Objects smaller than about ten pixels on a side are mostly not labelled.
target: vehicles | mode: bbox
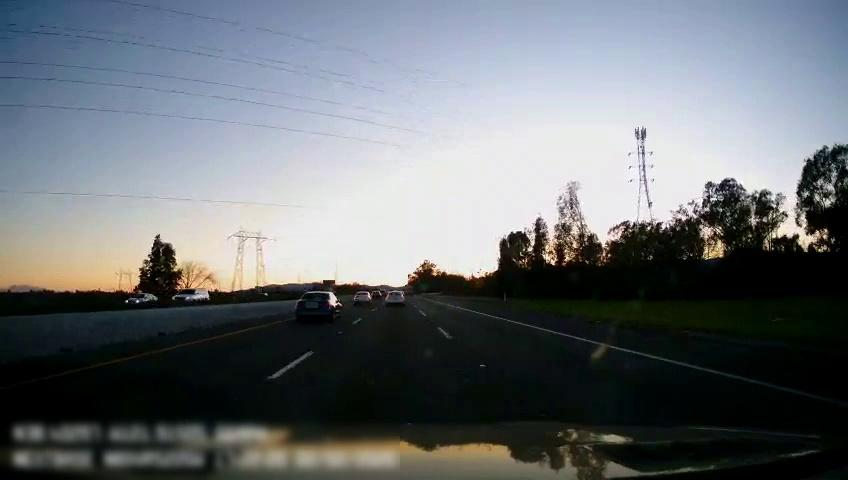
[385,290,407,307]
[296,290,344,324]
[371,291,383,299]
[171,286,209,304]
[404,285,414,297]
[124,291,158,305]
[352,291,373,307]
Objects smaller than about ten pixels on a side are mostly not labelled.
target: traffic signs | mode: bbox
[418,282,428,293]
